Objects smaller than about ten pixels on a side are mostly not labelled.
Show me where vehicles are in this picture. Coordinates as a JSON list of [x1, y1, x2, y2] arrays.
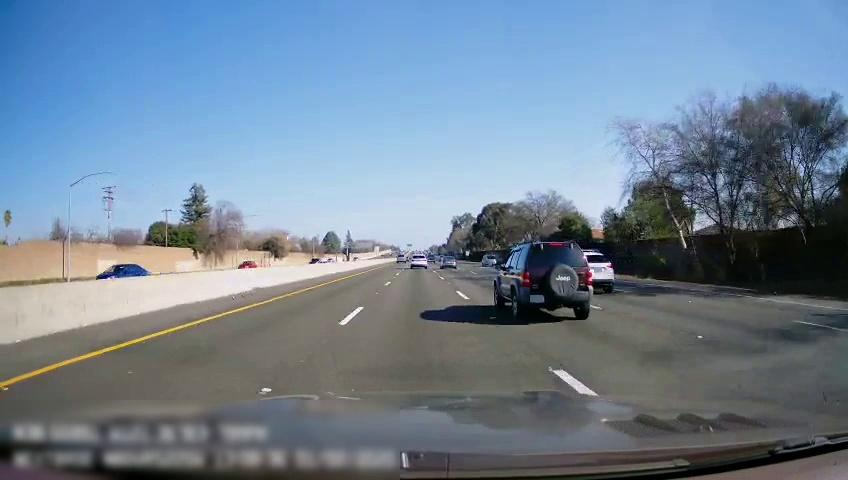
[[410, 254, 428, 269], [481, 254, 498, 268], [585, 251, 616, 295], [237, 260, 258, 269], [440, 255, 458, 270], [396, 253, 407, 264], [493, 242, 595, 321], [96, 264, 149, 280], [308, 258, 323, 264]]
